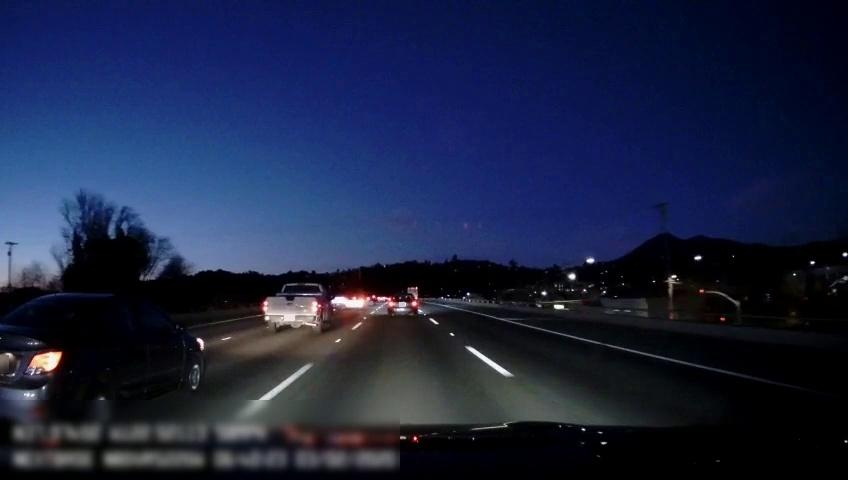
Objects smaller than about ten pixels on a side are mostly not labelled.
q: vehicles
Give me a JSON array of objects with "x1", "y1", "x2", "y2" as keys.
[
  {"x1": 264, "y1": 283, "x2": 333, "y2": 335},
  {"x1": 407, "y1": 287, "x2": 418, "y2": 300},
  {"x1": 361, "y1": 292, "x2": 377, "y2": 304},
  {"x1": 331, "y1": 295, "x2": 348, "y2": 305},
  {"x1": 387, "y1": 293, "x2": 418, "y2": 317},
  {"x1": 0, "y1": 292, "x2": 206, "y2": 432},
  {"x1": 344, "y1": 295, "x2": 365, "y2": 309}
]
